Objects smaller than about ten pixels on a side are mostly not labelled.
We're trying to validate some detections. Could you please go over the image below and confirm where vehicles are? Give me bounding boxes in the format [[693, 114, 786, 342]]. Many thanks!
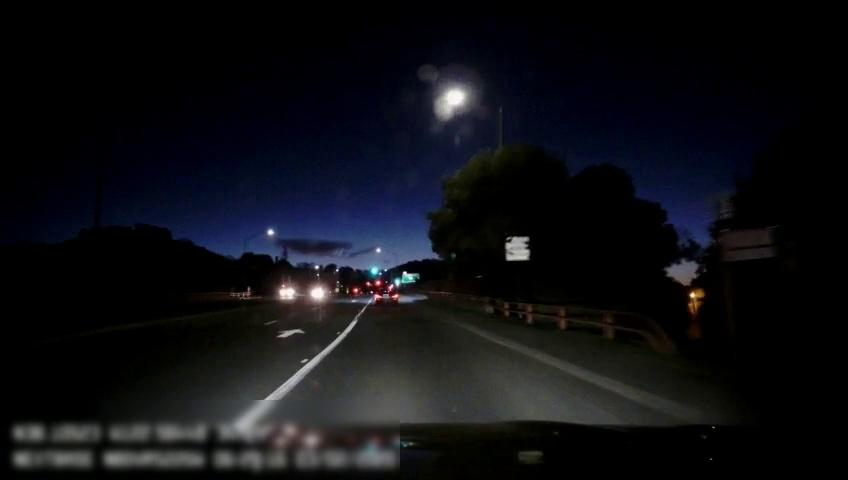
[[311, 288, 328, 301], [375, 289, 399, 307], [278, 287, 294, 299]]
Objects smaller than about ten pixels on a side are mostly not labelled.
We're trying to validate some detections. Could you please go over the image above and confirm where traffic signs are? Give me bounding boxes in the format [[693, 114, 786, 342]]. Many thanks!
[[505, 235, 531, 262], [403, 271, 419, 284]]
